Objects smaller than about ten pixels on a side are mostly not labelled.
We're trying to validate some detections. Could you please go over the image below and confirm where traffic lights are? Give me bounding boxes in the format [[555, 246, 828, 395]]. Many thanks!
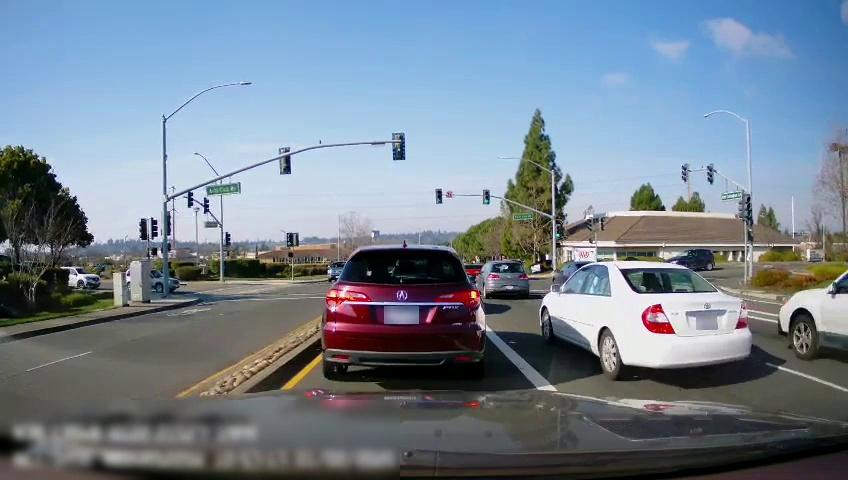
[[151, 218, 159, 239], [139, 216, 147, 240], [166, 212, 173, 237], [681, 165, 689, 183], [277, 144, 293, 174], [392, 133, 407, 162], [187, 191, 194, 208], [433, 185, 443, 202], [584, 216, 593, 232], [483, 187, 492, 206], [706, 165, 715, 183], [286, 232, 293, 247], [599, 215, 606, 232], [204, 198, 209, 216], [294, 233, 300, 246], [225, 232, 233, 247]]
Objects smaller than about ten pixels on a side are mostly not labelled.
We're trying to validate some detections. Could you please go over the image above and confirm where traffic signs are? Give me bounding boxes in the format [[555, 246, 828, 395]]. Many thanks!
[[513, 210, 535, 220], [203, 221, 218, 229], [719, 190, 743, 201], [206, 180, 242, 196]]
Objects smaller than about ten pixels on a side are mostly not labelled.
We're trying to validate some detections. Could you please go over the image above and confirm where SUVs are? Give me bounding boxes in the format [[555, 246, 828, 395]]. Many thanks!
[[125, 266, 182, 294], [321, 245, 488, 382], [60, 266, 101, 290], [667, 247, 716, 271], [778, 270, 848, 360]]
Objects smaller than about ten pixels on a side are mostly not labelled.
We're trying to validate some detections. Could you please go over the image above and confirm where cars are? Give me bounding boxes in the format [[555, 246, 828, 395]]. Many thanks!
[[550, 260, 593, 286], [538, 260, 753, 383], [475, 261, 530, 299], [464, 263, 482, 278]]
